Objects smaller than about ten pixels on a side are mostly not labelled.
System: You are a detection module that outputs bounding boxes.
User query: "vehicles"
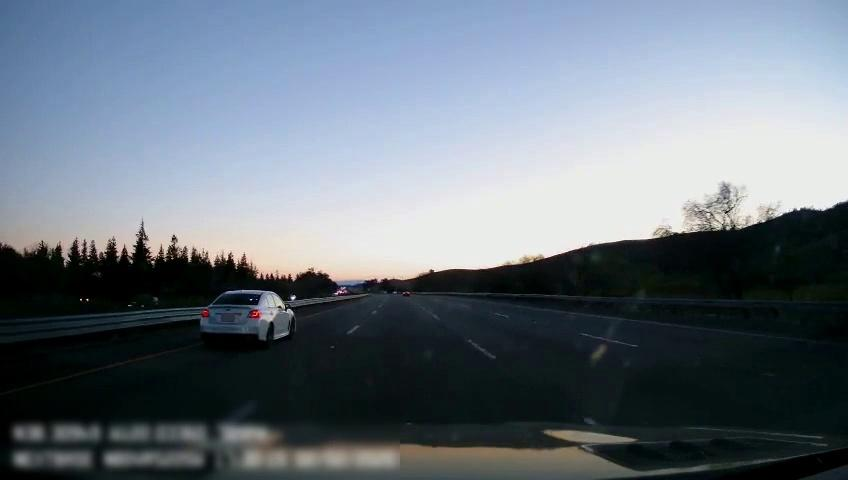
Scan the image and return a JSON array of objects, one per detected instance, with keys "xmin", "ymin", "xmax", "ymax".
[
  {"xmin": 128, "ymin": 295, "xmax": 160, "ymax": 312},
  {"xmin": 199, "ymin": 290, "xmax": 296, "ymax": 351},
  {"xmin": 78, "ymin": 295, "xmax": 93, "ymax": 305}
]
